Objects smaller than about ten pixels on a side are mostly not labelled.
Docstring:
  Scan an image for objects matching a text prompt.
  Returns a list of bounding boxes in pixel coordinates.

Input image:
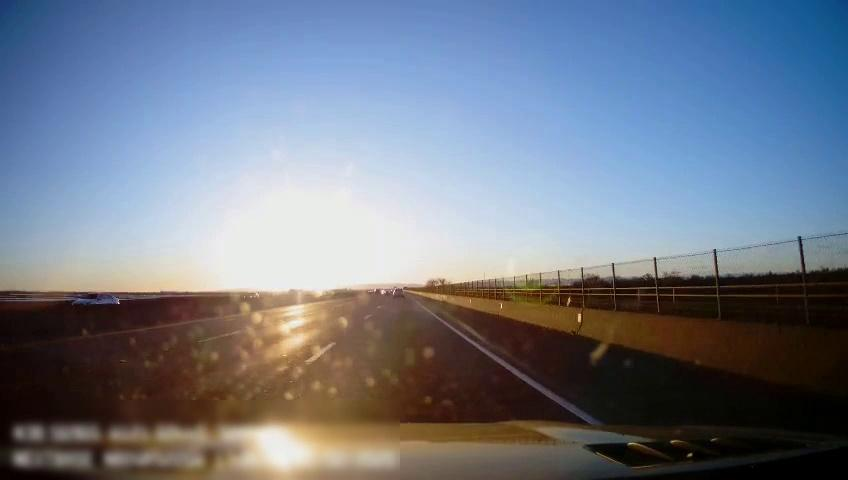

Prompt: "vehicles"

[243,292,260,300]
[286,289,303,297]
[72,292,120,306]
[393,288,405,299]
